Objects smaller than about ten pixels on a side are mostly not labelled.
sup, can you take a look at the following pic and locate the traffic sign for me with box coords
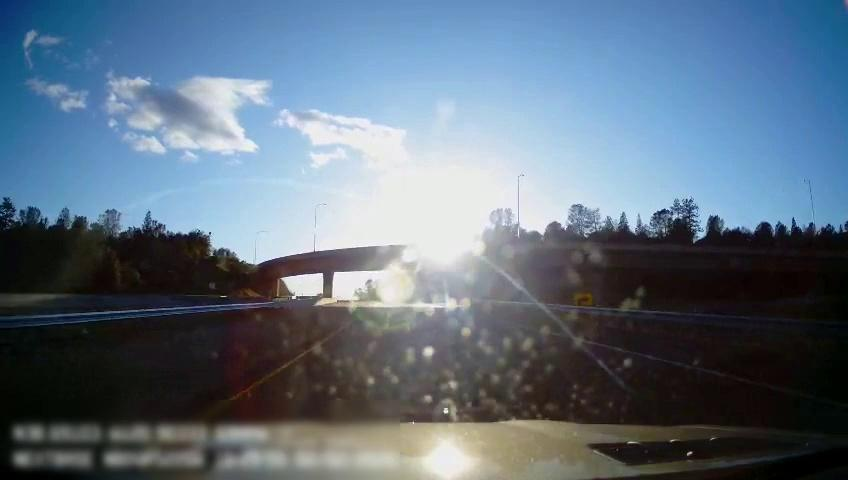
[573,293,593,307]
